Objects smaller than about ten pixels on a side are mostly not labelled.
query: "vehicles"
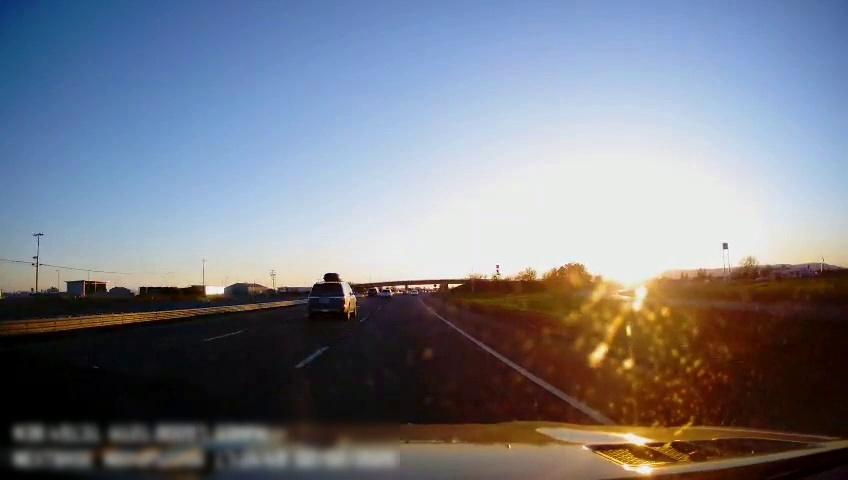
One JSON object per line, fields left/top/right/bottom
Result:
{"left": 308, "top": 271, "right": 358, "bottom": 323}
{"left": 367, "top": 287, "right": 379, "bottom": 297}
{"left": 381, "top": 288, "right": 393, "bottom": 299}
